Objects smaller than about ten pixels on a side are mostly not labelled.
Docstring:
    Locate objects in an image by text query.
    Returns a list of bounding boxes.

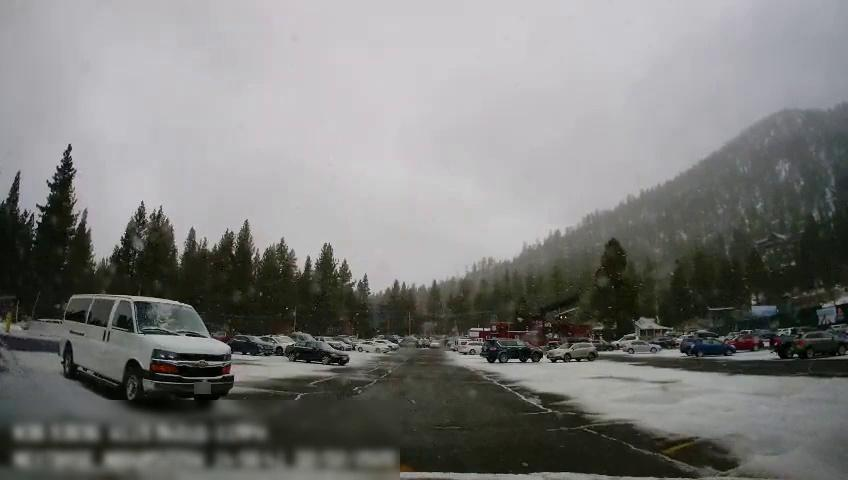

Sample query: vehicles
[56,294,236,408]
[354,340,390,355]
[788,330,848,361]
[226,334,276,357]
[722,332,765,351]
[679,338,688,354]
[285,340,349,366]
[484,339,541,363]
[260,335,294,357]
[596,341,621,351]
[545,342,599,363]
[772,331,794,359]
[328,340,353,352]
[612,335,638,350]
[458,341,482,356]
[375,339,399,351]
[289,332,318,342]
[623,340,662,355]
[687,336,737,358]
